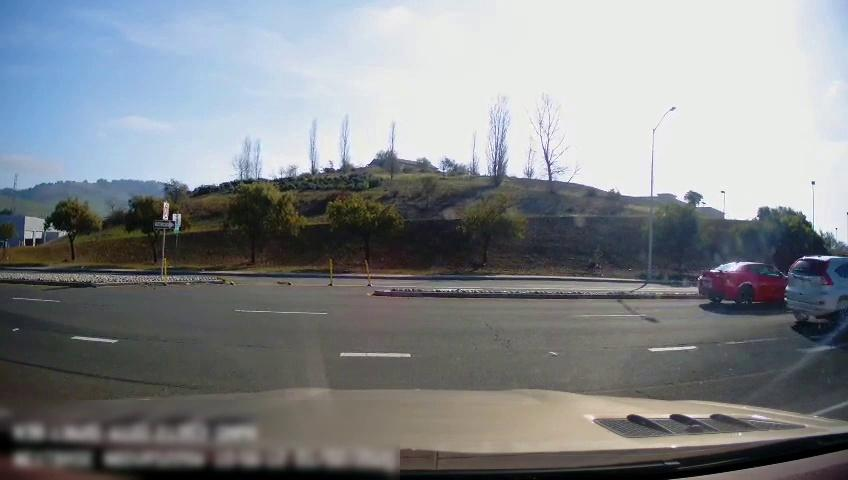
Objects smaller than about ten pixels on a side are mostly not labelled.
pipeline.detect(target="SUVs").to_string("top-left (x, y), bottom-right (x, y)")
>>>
top-left (783, 255), bottom-right (848, 331)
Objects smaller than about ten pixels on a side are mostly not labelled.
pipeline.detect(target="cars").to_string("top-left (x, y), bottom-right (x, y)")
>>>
top-left (696, 260), bottom-right (786, 305)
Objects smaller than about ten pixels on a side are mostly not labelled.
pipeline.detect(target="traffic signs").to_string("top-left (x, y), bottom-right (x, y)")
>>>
top-left (162, 201), bottom-right (169, 220)
top-left (153, 220), bottom-right (174, 229)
